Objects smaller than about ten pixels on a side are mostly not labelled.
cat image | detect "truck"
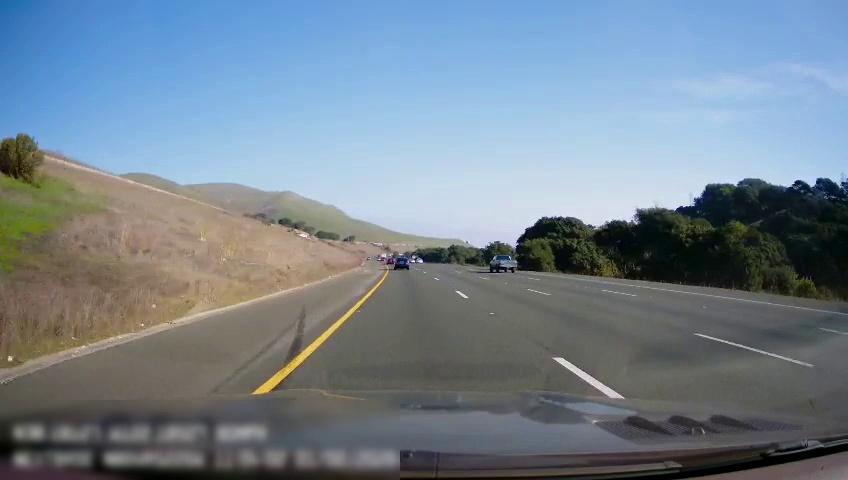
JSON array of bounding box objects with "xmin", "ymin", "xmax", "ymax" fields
[{"xmin": 489, "ymin": 254, "xmax": 518, "ymax": 273}]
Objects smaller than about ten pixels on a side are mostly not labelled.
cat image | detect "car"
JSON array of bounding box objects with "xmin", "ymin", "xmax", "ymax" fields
[{"xmin": 393, "ymin": 257, "xmax": 409, "ymax": 271}]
